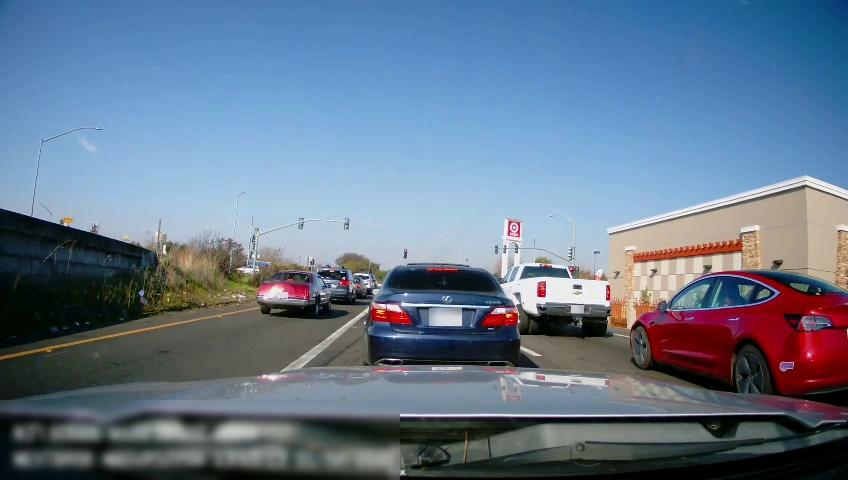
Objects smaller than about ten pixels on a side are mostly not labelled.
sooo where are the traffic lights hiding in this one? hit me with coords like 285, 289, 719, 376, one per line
513, 242, 519, 256
567, 247, 573, 261
502, 243, 507, 255
297, 217, 305, 230
343, 217, 350, 231
494, 244, 499, 255
403, 248, 408, 260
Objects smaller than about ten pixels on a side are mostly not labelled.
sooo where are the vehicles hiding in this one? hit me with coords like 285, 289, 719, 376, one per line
254, 268, 333, 319
314, 264, 359, 306
350, 274, 370, 300
353, 272, 376, 296
628, 267, 848, 408
491, 263, 613, 338
361, 262, 522, 367
233, 266, 261, 276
